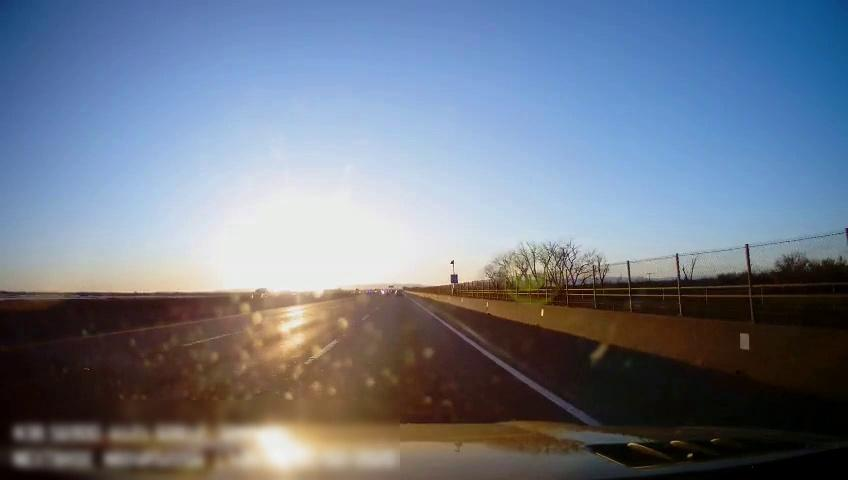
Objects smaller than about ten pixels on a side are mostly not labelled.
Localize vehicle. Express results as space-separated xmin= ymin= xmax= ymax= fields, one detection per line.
xmin=251 ymin=288 xmax=272 ymax=299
